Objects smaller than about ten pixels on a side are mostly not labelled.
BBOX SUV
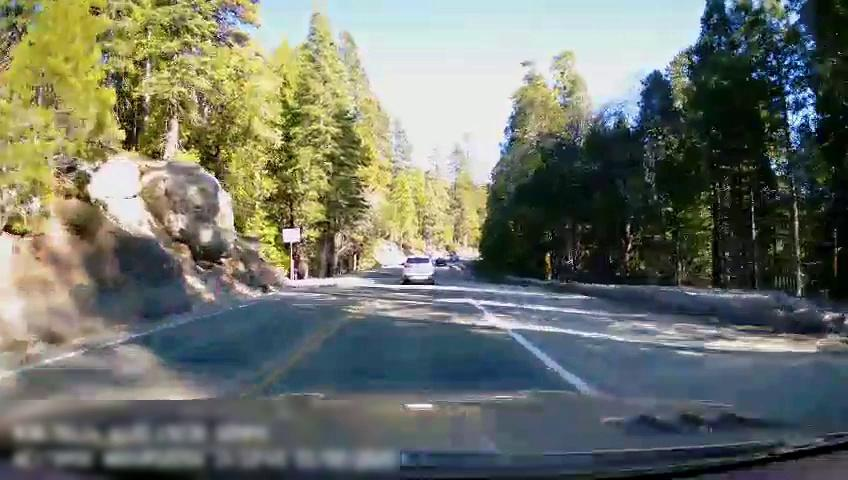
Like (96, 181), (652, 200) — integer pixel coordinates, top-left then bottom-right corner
(399, 255), (434, 286)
